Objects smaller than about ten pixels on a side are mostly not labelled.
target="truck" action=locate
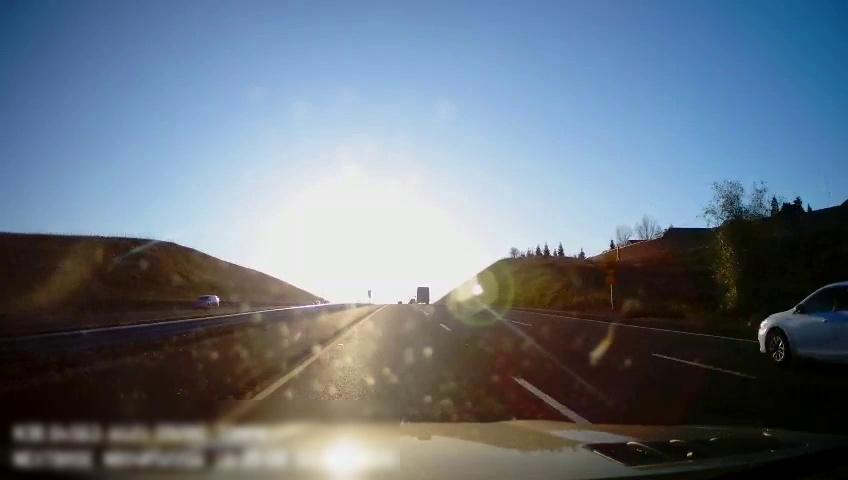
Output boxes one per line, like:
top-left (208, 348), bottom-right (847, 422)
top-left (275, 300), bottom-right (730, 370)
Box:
top-left (415, 286), bottom-right (429, 304)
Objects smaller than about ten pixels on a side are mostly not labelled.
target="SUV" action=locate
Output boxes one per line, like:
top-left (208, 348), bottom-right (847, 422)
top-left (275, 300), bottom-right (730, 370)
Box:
top-left (192, 295), bottom-right (220, 313)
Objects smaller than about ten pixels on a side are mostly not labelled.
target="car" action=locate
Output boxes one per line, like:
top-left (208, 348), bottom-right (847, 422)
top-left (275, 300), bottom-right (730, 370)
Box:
top-left (758, 282), bottom-right (848, 371)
